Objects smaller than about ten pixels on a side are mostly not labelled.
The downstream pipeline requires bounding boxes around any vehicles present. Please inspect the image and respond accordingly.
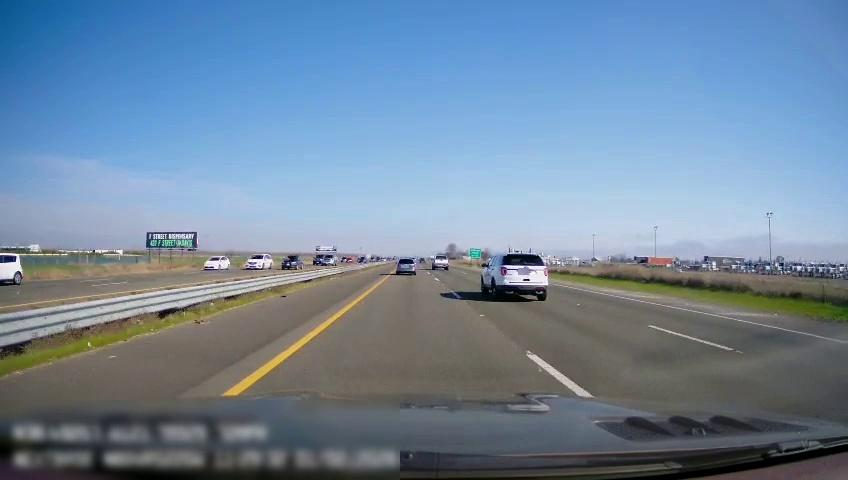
[395,257,416,276]
[312,255,325,266]
[479,252,549,301]
[431,255,449,271]
[244,254,273,271]
[321,254,339,267]
[203,256,231,270]
[281,256,304,271]
[0,253,24,286]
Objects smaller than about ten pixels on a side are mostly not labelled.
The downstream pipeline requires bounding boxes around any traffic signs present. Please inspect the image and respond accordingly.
[470,248,482,261]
